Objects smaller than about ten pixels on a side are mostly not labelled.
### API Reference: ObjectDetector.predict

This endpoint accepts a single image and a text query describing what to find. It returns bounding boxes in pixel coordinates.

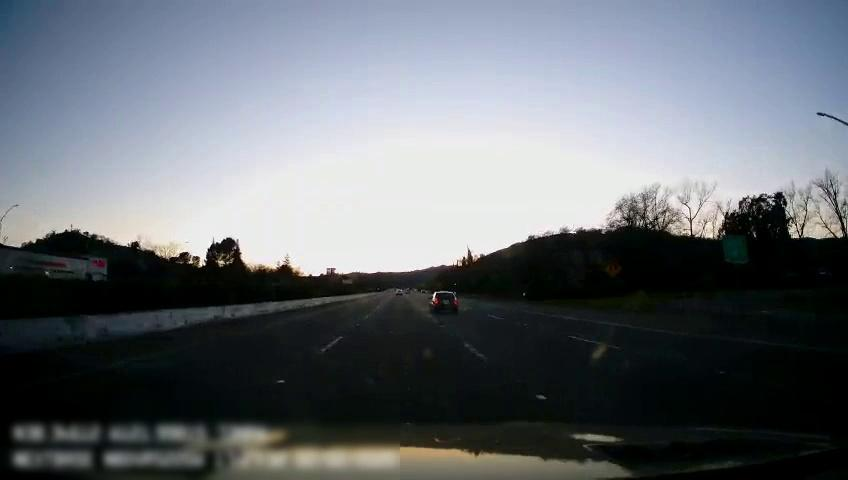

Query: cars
[429,291,459,314]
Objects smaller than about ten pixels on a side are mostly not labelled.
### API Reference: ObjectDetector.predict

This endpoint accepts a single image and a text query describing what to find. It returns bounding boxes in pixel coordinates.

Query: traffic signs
[724,234,750,265]
[604,260,621,277]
